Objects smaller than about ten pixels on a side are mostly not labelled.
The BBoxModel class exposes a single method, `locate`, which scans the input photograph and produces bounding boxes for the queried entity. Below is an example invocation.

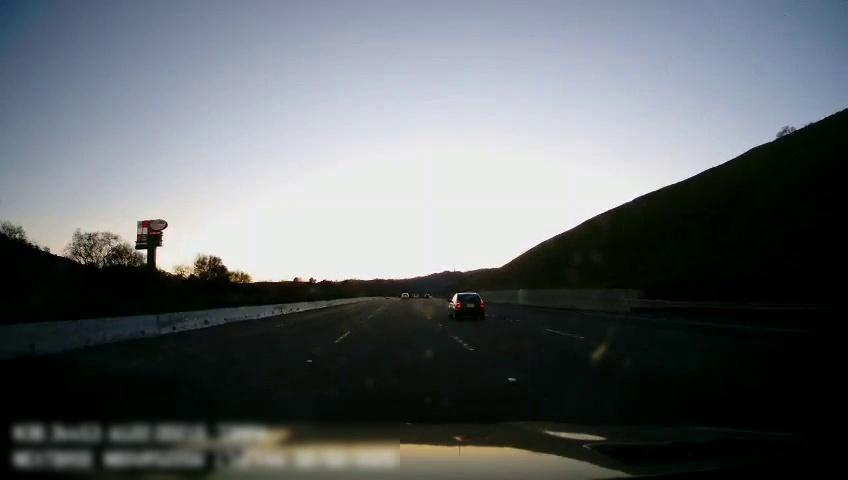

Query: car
[447,293,485,321]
